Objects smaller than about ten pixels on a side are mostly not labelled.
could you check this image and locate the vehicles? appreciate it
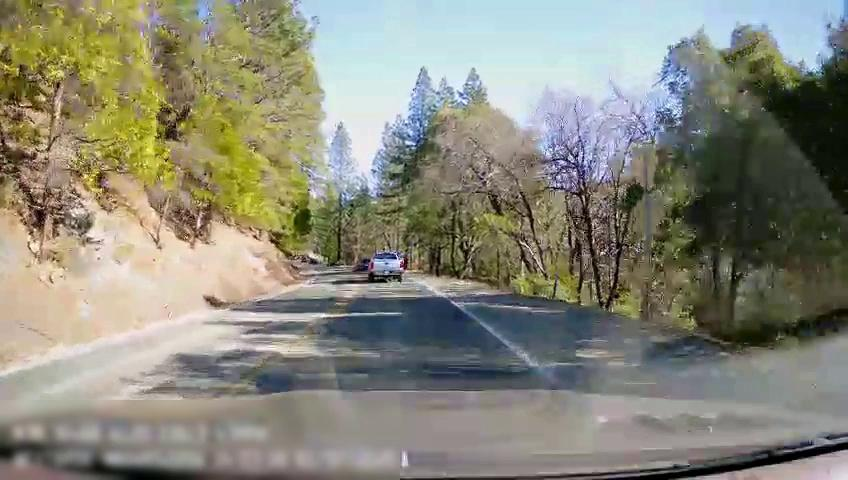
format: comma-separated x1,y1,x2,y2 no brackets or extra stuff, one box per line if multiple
366,250,403,282
355,257,372,272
